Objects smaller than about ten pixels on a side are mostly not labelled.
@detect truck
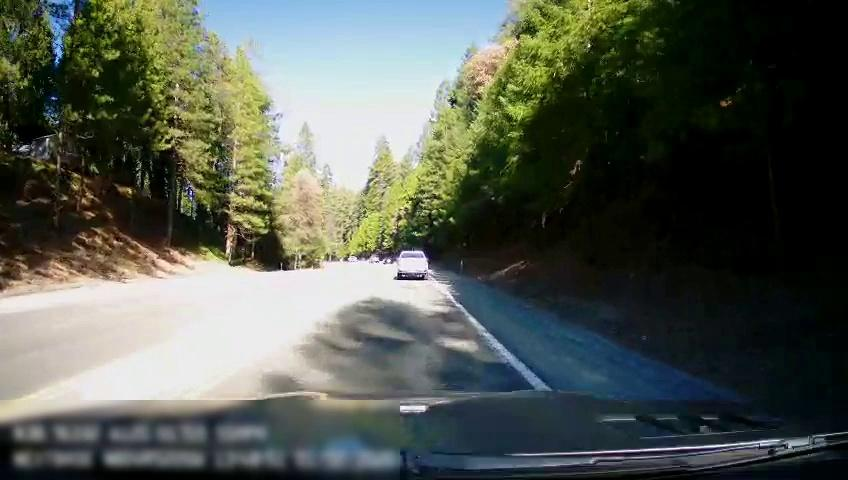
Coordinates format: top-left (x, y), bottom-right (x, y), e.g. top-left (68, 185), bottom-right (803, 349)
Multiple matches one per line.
top-left (396, 249), bottom-right (429, 281)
